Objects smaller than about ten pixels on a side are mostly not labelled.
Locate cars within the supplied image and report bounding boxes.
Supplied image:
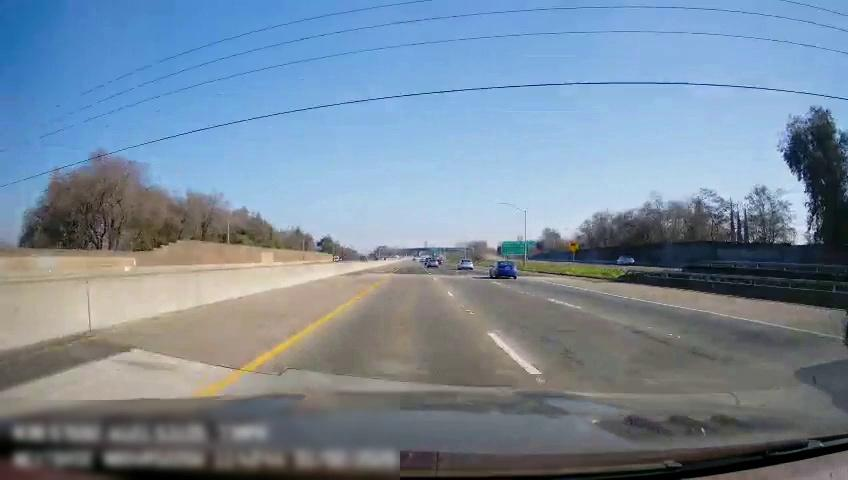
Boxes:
[456,259,474,271]
[489,260,517,279]
[426,260,438,269]
[616,255,635,266]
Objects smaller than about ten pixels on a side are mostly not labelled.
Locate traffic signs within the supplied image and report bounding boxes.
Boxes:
[567,239,580,252]
[500,243,528,256]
